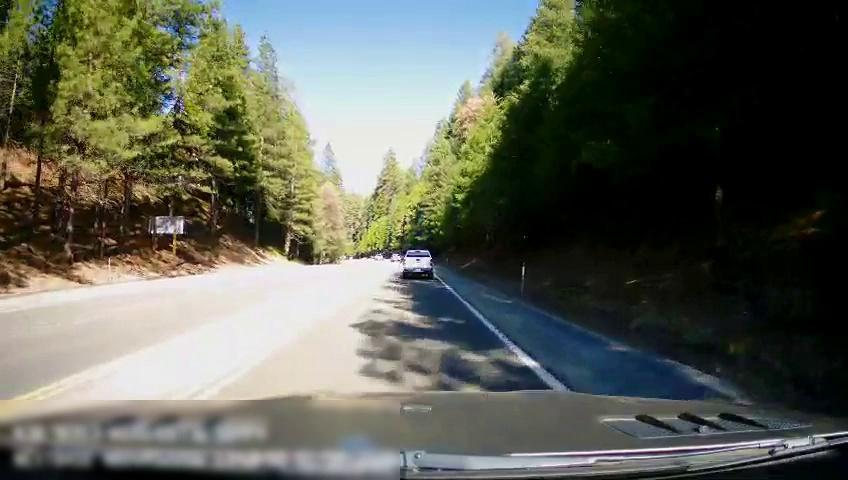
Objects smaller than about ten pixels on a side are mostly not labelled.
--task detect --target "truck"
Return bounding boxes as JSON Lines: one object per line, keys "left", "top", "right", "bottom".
{"left": 402, "top": 249, "right": 433, "bottom": 279}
